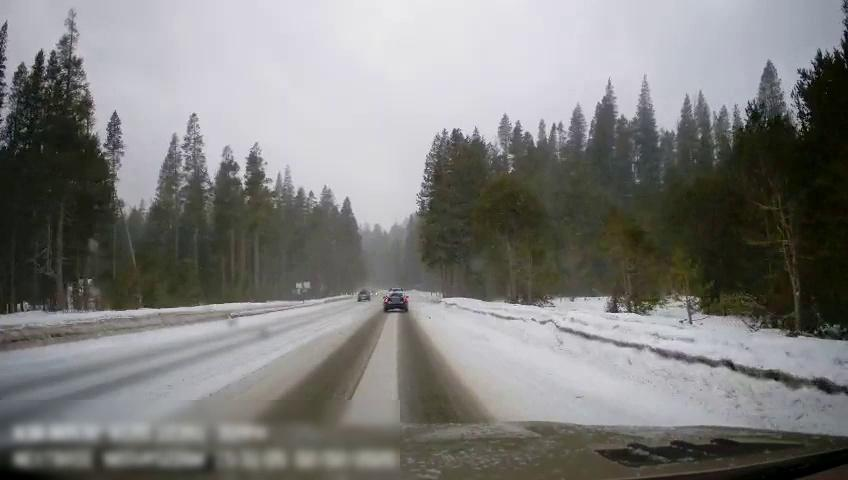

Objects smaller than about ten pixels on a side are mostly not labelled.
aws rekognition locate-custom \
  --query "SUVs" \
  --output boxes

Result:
[357,289,371,302]
[382,287,409,313]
